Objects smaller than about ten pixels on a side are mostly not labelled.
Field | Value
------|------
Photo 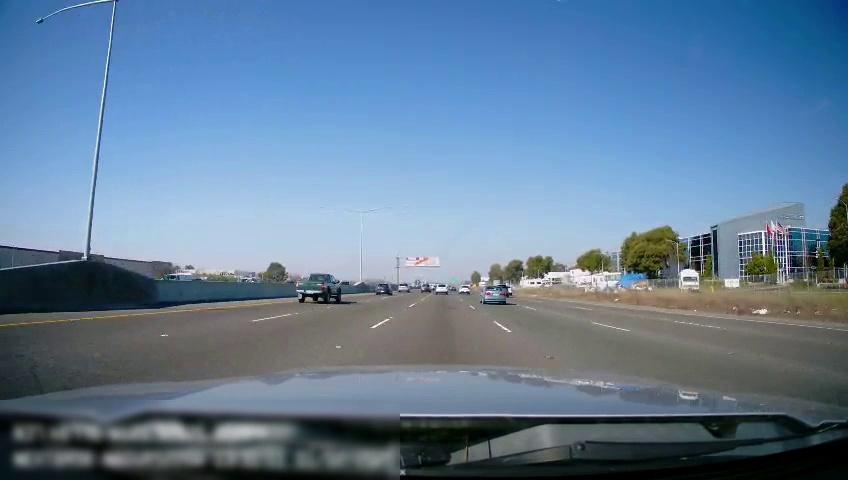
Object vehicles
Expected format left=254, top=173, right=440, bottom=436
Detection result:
left=238, top=277, right=258, bottom=284
left=479, top=285, right=507, bottom=305
left=494, top=283, right=510, bottom=298
left=339, top=281, right=353, bottom=287
left=504, top=284, right=513, bottom=297
left=591, top=271, right=622, bottom=292
left=420, top=284, right=432, bottom=294
left=519, top=279, right=547, bottom=290
left=159, top=272, right=193, bottom=282
left=458, top=286, right=471, bottom=295
left=435, top=284, right=448, bottom=296
left=375, top=284, right=393, bottom=296
left=295, top=272, right=342, bottom=305
left=398, top=283, right=410, bottom=293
